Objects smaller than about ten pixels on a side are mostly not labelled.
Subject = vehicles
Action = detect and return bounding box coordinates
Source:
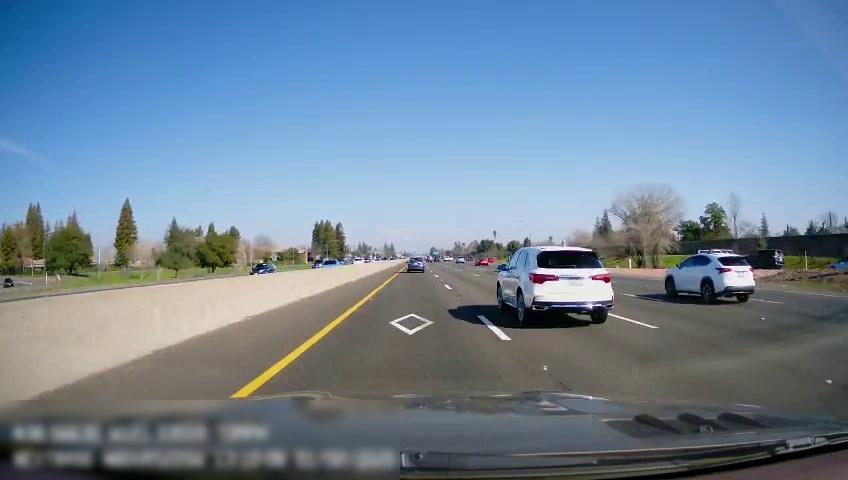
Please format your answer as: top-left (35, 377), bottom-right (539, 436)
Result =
top-left (319, 259), bottom-right (340, 269)
top-left (745, 248), bottom-right (786, 270)
top-left (248, 262), bottom-right (277, 276)
top-left (405, 255), bottom-right (427, 273)
top-left (473, 256), bottom-right (490, 267)
top-left (663, 253), bottom-right (755, 305)
top-left (494, 246), bottom-right (614, 325)
top-left (311, 259), bottom-right (325, 269)
top-left (829, 258), bottom-right (848, 271)
top-left (353, 258), bottom-right (365, 265)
